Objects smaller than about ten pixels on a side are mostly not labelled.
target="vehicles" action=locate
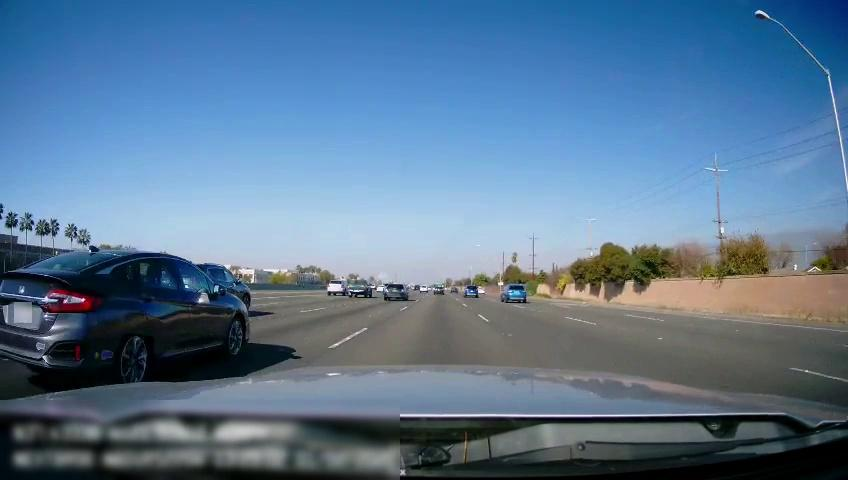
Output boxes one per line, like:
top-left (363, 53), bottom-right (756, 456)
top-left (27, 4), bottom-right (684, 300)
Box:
top-left (0, 249), bottom-right (251, 385)
top-left (433, 286), bottom-right (445, 296)
top-left (326, 280), bottom-right (350, 296)
top-left (500, 283), bottom-right (527, 304)
top-left (382, 283), bottom-right (409, 302)
top-left (346, 279), bottom-right (373, 299)
top-left (177, 262), bottom-right (252, 316)
top-left (463, 285), bottom-right (479, 299)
